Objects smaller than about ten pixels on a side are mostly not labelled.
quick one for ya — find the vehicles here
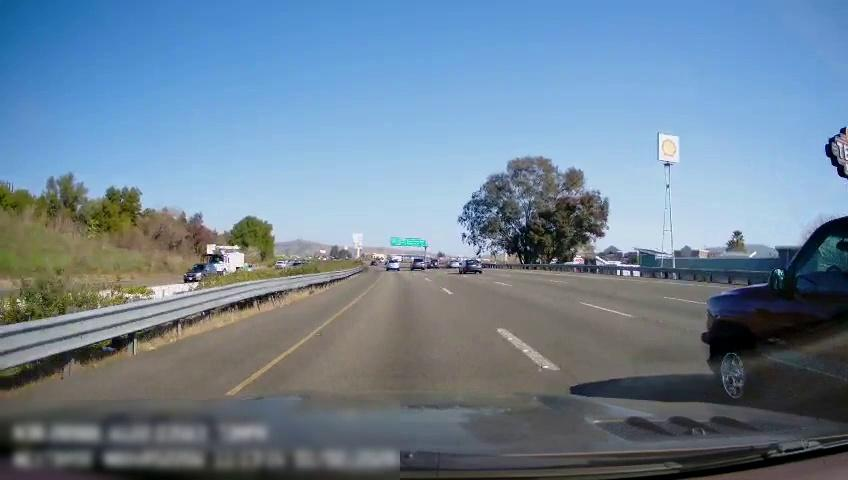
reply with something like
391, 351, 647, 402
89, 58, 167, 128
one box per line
244, 263, 255, 272
274, 260, 288, 269
206, 244, 245, 272
427, 259, 439, 270
410, 258, 425, 271
707, 215, 848, 403
286, 258, 304, 267
459, 259, 482, 274
183, 263, 218, 284
385, 259, 400, 272
447, 258, 463, 269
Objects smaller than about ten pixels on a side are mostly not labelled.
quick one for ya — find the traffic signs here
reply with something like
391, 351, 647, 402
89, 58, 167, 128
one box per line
390, 237, 403, 246
403, 238, 427, 248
